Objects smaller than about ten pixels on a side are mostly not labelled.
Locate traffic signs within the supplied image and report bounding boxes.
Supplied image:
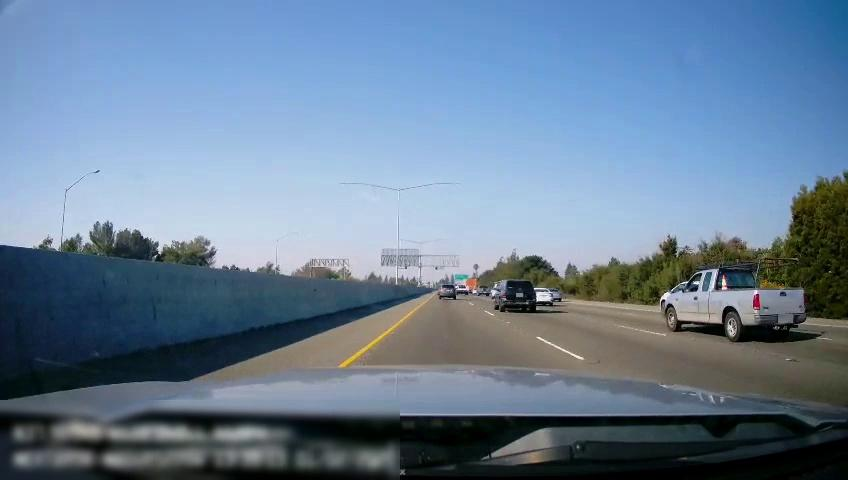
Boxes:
[454,274,469,280]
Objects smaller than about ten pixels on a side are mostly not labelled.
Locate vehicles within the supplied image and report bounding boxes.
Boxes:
[658,279,688,315]
[661,256,808,343]
[455,284,469,295]
[550,288,562,302]
[465,279,477,289]
[493,279,537,313]
[534,287,554,306]
[477,284,490,296]
[488,280,500,299]
[437,282,457,300]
